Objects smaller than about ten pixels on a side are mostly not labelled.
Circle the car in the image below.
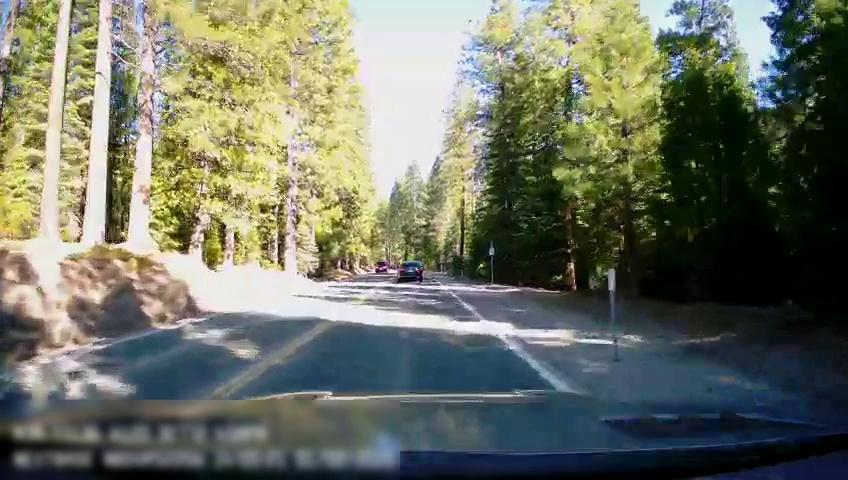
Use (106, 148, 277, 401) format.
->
(398, 262, 424, 282)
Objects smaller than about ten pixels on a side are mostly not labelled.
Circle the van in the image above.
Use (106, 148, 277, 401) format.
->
(374, 261, 388, 273)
